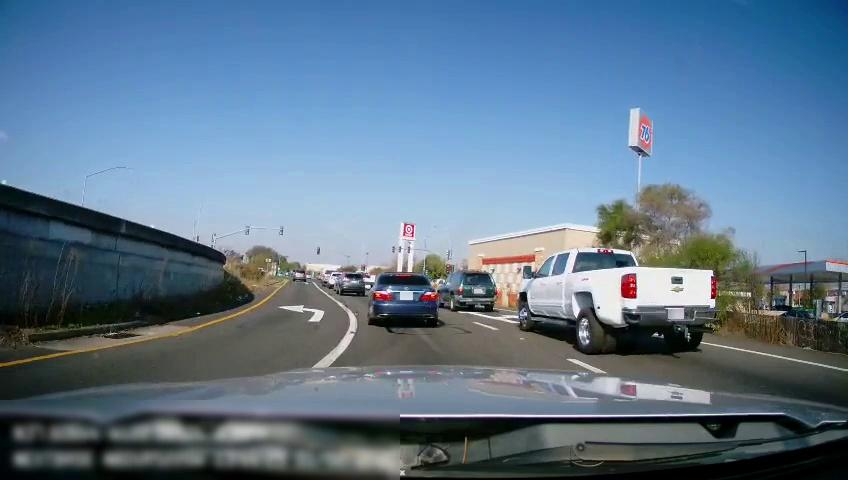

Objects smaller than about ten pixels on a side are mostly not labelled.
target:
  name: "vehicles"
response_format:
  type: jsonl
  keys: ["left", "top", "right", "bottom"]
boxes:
{"left": 333, "top": 276, "right": 342, "bottom": 292}
{"left": 517, "top": 246, "right": 722, "bottom": 356}
{"left": 336, "top": 273, "right": 366, "bottom": 296}
{"left": 326, "top": 271, "right": 343, "bottom": 290}
{"left": 320, "top": 269, "right": 337, "bottom": 287}
{"left": 292, "top": 270, "right": 307, "bottom": 283}
{"left": 364, "top": 272, "right": 440, "bottom": 328}
{"left": 436, "top": 269, "right": 498, "bottom": 312}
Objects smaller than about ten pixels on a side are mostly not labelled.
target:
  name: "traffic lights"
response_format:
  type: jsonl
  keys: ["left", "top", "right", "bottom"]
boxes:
{"left": 446, "top": 249, "right": 453, "bottom": 261}
{"left": 245, "top": 225, "right": 250, "bottom": 236}
{"left": 279, "top": 225, "right": 284, "bottom": 236}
